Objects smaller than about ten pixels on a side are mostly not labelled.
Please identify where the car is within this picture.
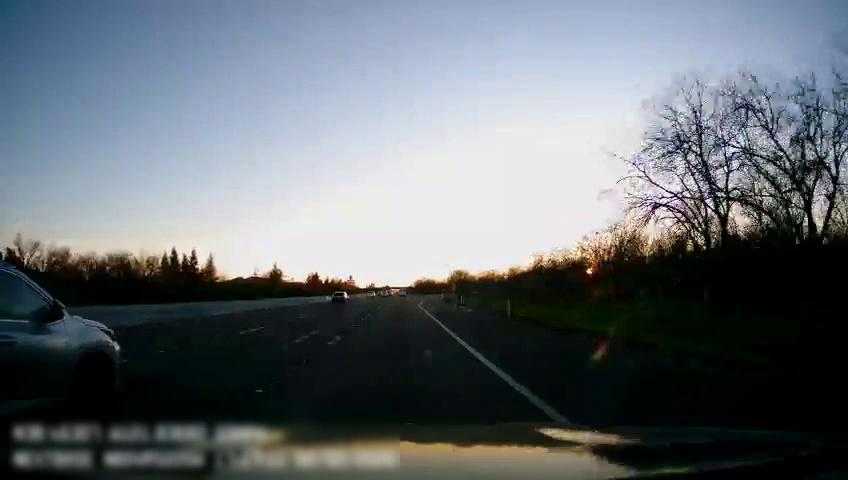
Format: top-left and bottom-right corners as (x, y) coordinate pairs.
(331, 291), (350, 304)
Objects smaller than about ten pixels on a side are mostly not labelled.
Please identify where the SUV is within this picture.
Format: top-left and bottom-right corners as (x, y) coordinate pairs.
(0, 265), (123, 433)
